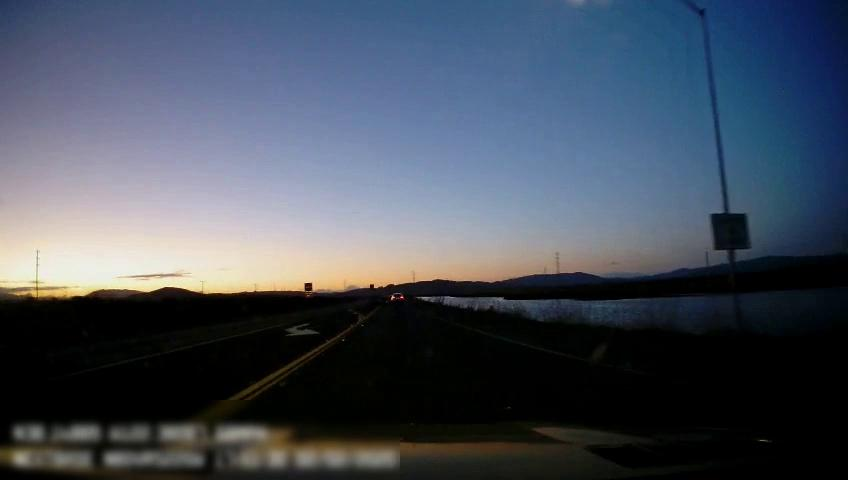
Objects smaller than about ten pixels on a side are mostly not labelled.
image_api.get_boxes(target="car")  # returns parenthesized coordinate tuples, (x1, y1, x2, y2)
(390, 293, 405, 304)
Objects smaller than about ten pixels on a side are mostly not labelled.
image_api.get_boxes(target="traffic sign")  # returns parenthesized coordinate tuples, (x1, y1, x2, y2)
(709, 211, 753, 251)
